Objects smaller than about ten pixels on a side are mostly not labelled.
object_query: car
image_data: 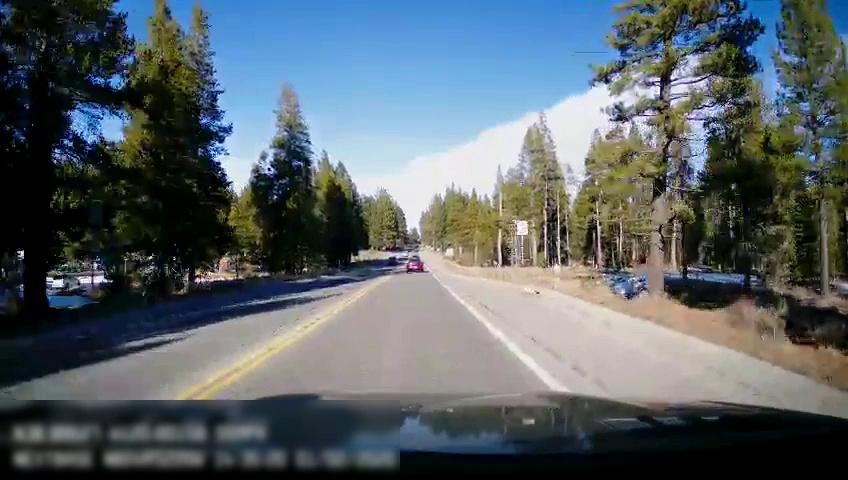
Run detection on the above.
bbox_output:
[406,256,425,274]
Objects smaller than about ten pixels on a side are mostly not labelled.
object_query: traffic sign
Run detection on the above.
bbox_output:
[516,221,529,236]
